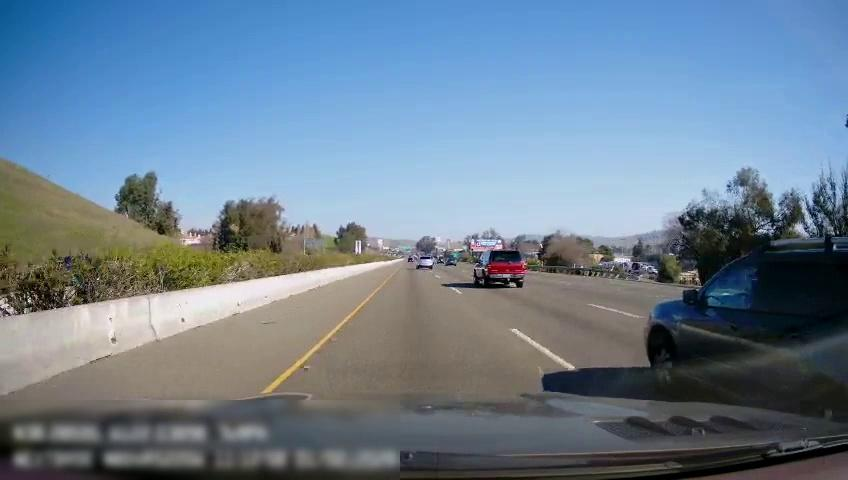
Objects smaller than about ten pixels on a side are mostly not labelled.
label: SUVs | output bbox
[474,250,526,287]
[647,243,848,424]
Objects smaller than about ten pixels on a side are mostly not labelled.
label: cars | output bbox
[415,256,433,270]
[444,256,458,267]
